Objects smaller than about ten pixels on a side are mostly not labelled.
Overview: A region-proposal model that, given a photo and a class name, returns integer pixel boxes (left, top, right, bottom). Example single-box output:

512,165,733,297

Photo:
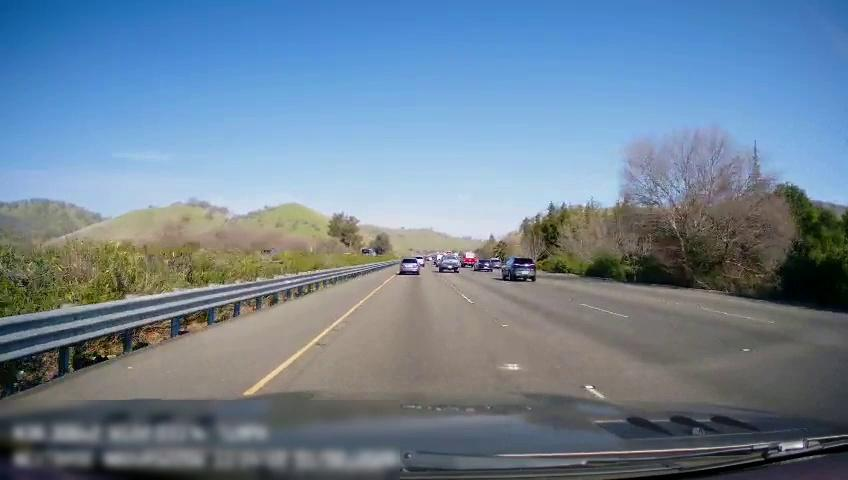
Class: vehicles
399,256,421,275
459,251,477,268
487,259,501,270
435,252,446,267
438,253,461,273
474,258,494,272
501,256,538,282
413,255,425,267
359,248,376,257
